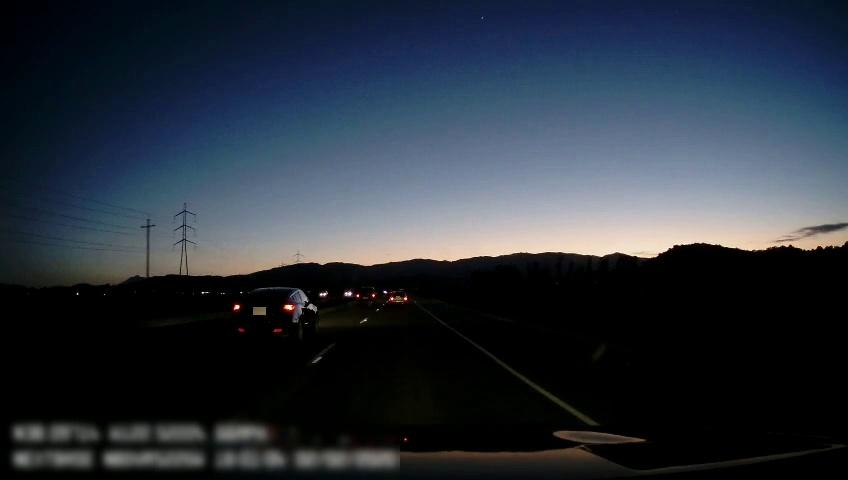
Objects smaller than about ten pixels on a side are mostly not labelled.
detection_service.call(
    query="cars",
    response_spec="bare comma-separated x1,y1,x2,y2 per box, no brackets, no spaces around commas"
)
389,290,408,306
224,287,320,348
356,287,378,304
